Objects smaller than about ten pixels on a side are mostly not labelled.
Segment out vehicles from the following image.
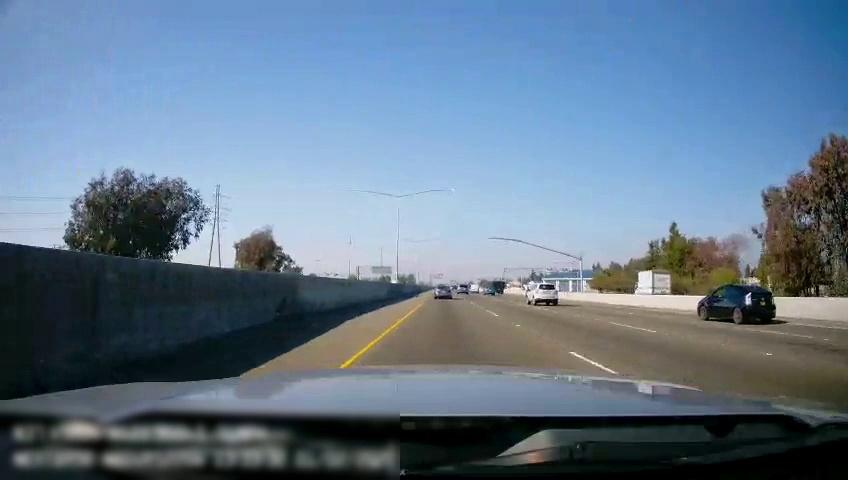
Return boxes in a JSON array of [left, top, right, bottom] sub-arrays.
[[633, 271, 672, 296], [697, 284, 777, 323], [456, 284, 470, 295], [493, 282, 505, 295], [482, 286, 496, 296], [528, 283, 559, 306], [433, 284, 453, 300]]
